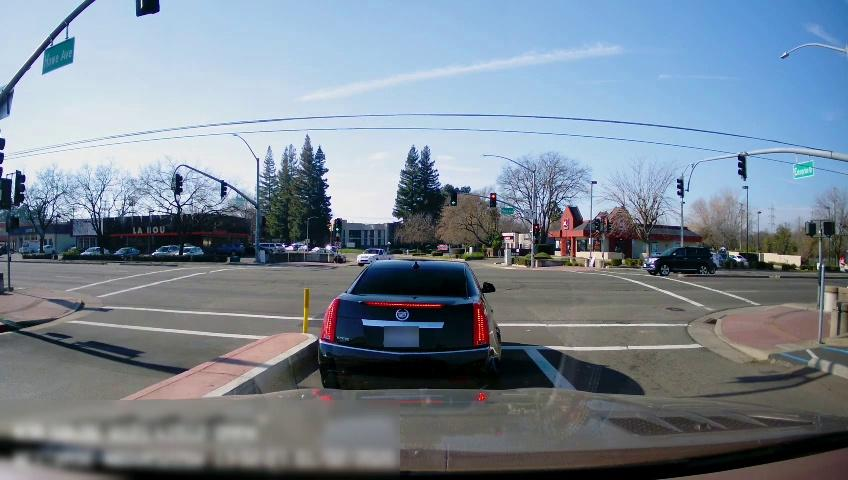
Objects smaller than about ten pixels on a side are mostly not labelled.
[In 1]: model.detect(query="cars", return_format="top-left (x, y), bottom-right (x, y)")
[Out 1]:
top-left (152, 246), bottom-right (182, 257)
top-left (319, 259), bottom-right (505, 390)
top-left (174, 246), bottom-right (203, 257)
top-left (79, 247), bottom-right (110, 258)
top-left (112, 248), bottom-right (137, 258)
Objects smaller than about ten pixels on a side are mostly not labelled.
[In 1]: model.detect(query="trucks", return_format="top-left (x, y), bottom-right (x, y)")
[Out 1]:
top-left (357, 248), bottom-right (400, 266)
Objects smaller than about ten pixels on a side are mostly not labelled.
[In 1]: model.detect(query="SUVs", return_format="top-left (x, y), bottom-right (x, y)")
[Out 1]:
top-left (708, 253), bottom-right (720, 274)
top-left (644, 246), bottom-right (715, 277)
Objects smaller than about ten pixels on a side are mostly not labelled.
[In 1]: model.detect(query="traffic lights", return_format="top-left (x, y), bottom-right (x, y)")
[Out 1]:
top-left (595, 218), bottom-right (602, 231)
top-left (0, 178), bottom-right (11, 210)
top-left (821, 221), bottom-right (837, 235)
top-left (450, 192), bottom-right (458, 208)
top-left (4, 218), bottom-right (18, 232)
top-left (219, 180), bottom-right (227, 199)
top-left (605, 219), bottom-right (612, 232)
top-left (132, 0), bottom-right (161, 17)
top-left (805, 222), bottom-right (820, 236)
top-left (737, 154), bottom-right (747, 178)
top-left (332, 218), bottom-right (341, 233)
top-left (489, 193), bottom-right (496, 208)
top-left (533, 222), bottom-right (540, 235)
top-left (174, 173), bottom-right (183, 195)
top-left (677, 177), bottom-right (684, 197)
top-left (0, 137), bottom-right (6, 177)
top-left (13, 170), bottom-right (26, 206)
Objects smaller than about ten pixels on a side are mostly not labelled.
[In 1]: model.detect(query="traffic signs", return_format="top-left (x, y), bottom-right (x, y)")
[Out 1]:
top-left (793, 160), bottom-right (815, 178)
top-left (41, 36), bottom-right (75, 75)
top-left (499, 207), bottom-right (513, 215)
